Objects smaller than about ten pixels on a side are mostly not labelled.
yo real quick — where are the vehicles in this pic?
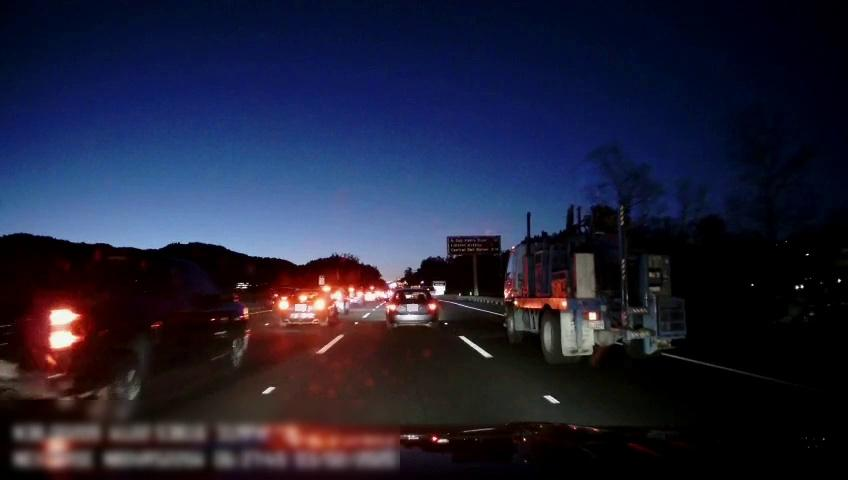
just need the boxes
[319,283,351,314]
[0,253,251,440]
[386,287,438,328]
[275,287,338,330]
[362,286,384,303]
[348,287,366,306]
[498,234,688,367]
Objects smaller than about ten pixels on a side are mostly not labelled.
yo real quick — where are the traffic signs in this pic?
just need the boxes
[447,235,501,255]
